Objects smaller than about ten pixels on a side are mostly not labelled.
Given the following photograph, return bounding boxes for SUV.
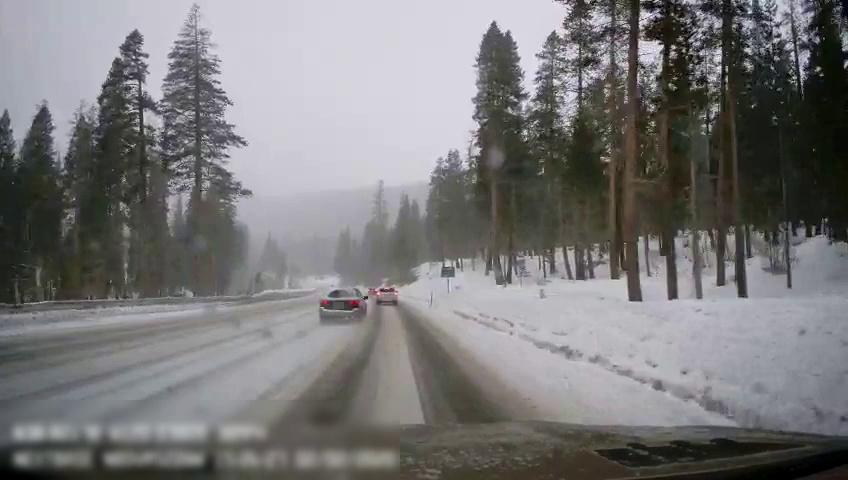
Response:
[376,286,399,305]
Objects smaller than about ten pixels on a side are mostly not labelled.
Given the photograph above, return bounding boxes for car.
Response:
[317,285,369,325]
